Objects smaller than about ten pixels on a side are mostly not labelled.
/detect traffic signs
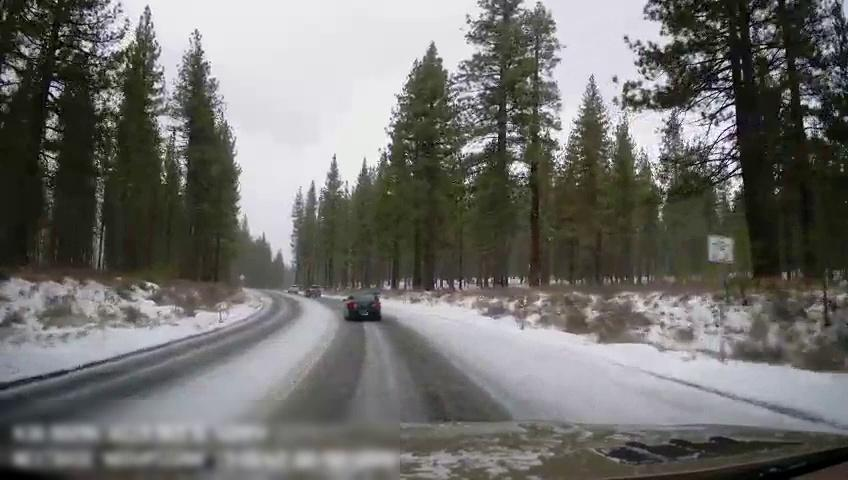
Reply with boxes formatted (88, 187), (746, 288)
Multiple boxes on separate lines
(708, 234), (736, 264)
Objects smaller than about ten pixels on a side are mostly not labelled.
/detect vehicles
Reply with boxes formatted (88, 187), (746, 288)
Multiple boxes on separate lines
(287, 284), (299, 294)
(305, 285), (322, 298)
(341, 292), (382, 321)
